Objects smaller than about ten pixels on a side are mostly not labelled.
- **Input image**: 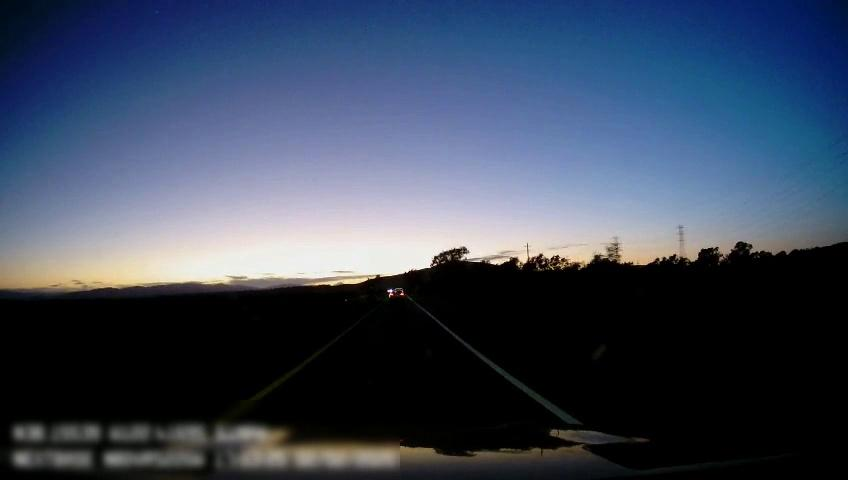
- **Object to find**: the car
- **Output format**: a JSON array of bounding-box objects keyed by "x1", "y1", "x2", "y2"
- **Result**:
[{"x1": 389, "y1": 288, "x2": 406, "y2": 302}]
